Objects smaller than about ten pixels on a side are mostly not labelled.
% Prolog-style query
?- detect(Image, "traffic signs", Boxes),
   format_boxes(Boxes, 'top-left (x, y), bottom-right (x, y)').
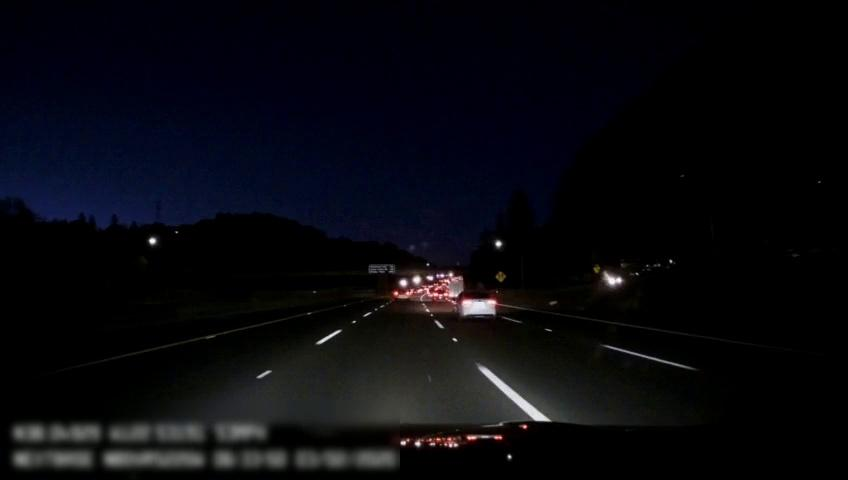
top-left (495, 271), bottom-right (507, 283)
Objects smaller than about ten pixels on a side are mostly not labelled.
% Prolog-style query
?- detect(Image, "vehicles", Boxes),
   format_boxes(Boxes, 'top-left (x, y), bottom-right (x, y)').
top-left (432, 288), bottom-right (448, 302)
top-left (393, 288), bottom-right (410, 302)
top-left (455, 290), bottom-right (498, 324)
top-left (448, 280), bottom-right (464, 301)
top-left (609, 271), bottom-right (644, 284)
